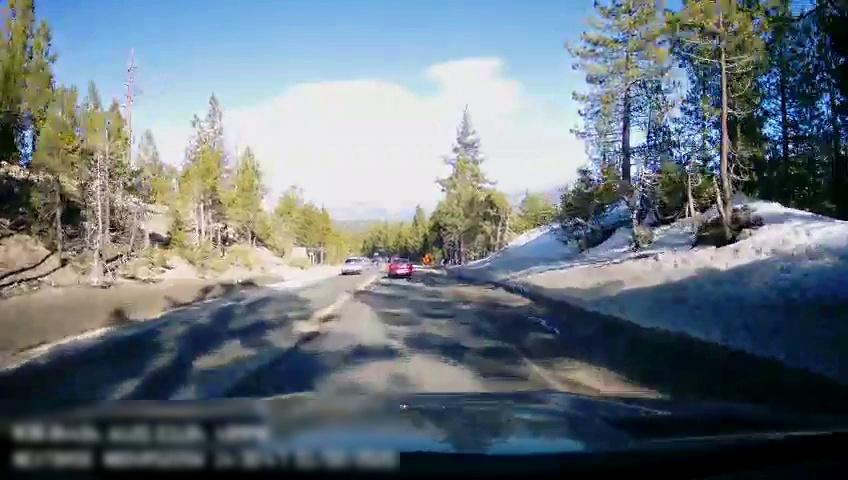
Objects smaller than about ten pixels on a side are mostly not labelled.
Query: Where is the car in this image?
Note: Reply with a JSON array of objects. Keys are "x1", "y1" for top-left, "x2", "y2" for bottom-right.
[{"x1": 388, "y1": 261, "x2": 412, "y2": 278}]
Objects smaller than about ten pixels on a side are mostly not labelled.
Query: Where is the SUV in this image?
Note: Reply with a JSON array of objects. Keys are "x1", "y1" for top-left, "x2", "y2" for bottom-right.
[{"x1": 340, "y1": 256, "x2": 370, "y2": 275}]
